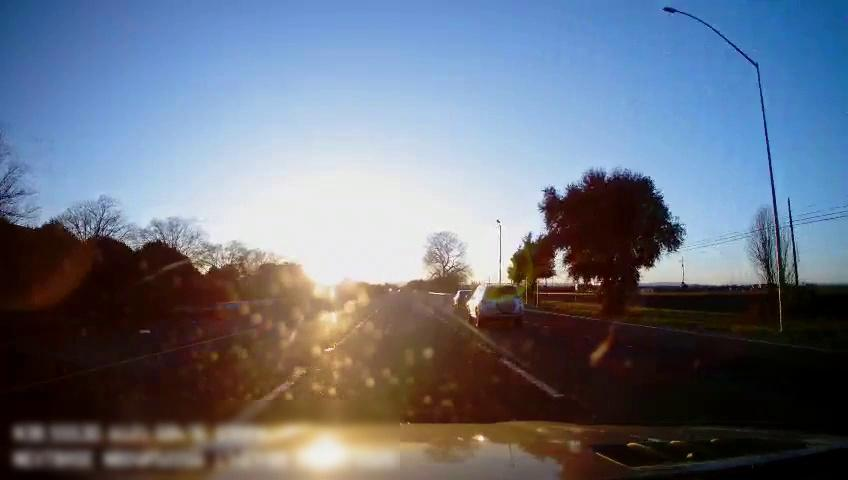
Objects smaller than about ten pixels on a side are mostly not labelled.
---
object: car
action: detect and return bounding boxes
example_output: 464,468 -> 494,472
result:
455,290 -> 474,307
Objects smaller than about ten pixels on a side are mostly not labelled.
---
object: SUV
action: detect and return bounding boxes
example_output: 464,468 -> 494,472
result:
467,285 -> 524,330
